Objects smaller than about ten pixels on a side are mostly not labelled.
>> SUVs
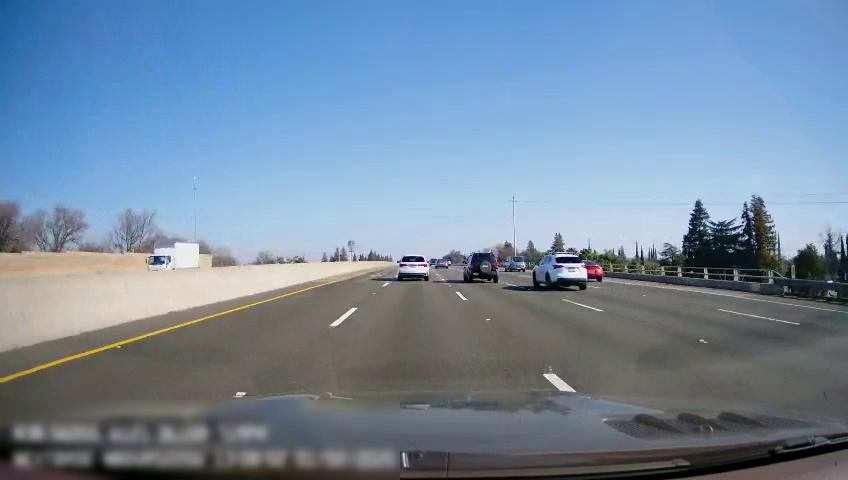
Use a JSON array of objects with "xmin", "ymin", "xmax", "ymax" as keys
[
  {"xmin": 462, "ymin": 252, "xmax": 500, "ymax": 284},
  {"xmin": 532, "ymin": 253, "xmax": 588, "ymax": 291},
  {"xmin": 502, "ymin": 256, "xmax": 527, "ymax": 272}
]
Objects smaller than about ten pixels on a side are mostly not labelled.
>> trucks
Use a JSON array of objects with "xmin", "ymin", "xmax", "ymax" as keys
[{"xmin": 145, "ymin": 243, "xmax": 199, "ymax": 271}]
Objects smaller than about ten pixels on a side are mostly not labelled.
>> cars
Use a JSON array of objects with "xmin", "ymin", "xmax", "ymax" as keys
[
  {"xmin": 583, "ymin": 259, "xmax": 605, "ymax": 283},
  {"xmin": 396, "ymin": 255, "xmax": 430, "ymax": 282},
  {"xmin": 434, "ymin": 257, "xmax": 450, "ymax": 269}
]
